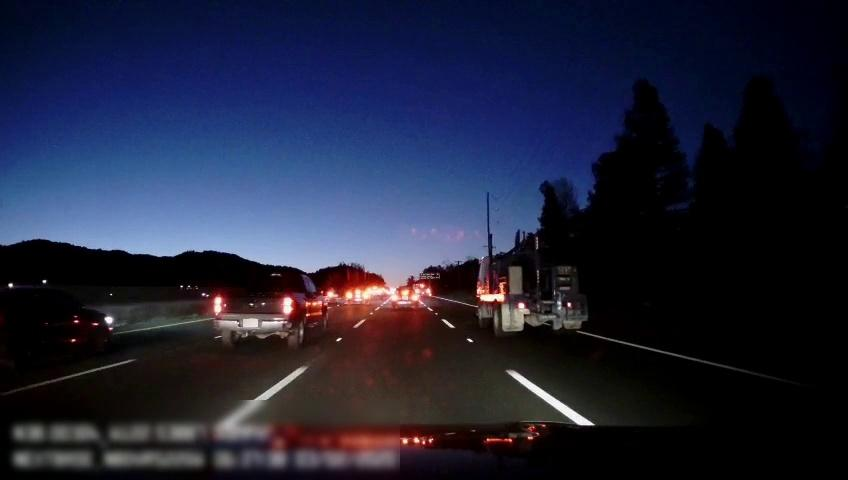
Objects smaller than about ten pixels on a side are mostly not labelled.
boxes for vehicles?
[208,272,329,353]
[323,286,338,306]
[418,286,431,296]
[475,254,590,338]
[392,286,418,307]
[348,286,374,305]
[373,285,389,298]
[0,286,115,364]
